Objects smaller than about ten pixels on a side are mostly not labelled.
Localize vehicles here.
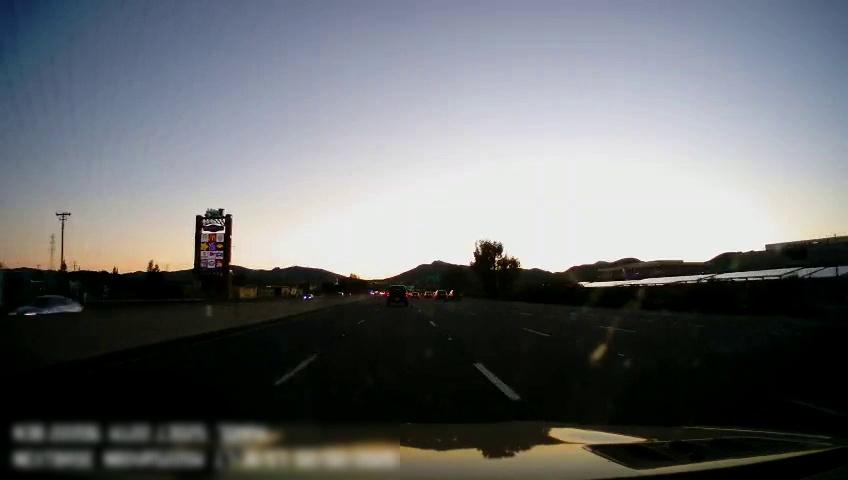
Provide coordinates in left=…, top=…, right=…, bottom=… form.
left=239, top=287, right=273, bottom=300
left=8, top=294, right=84, bottom=315
left=385, top=284, right=409, bottom=308
left=423, top=290, right=433, bottom=298
left=448, top=289, right=461, bottom=300
left=410, top=291, right=421, bottom=300
left=433, top=289, right=449, bottom=301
